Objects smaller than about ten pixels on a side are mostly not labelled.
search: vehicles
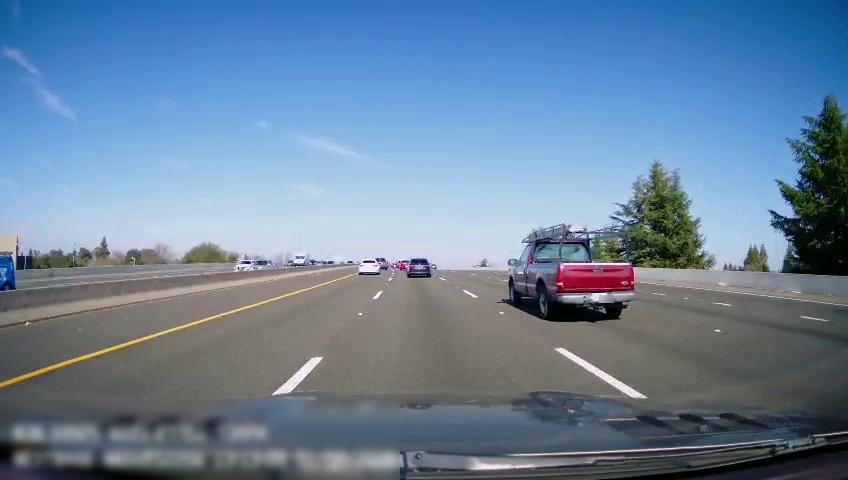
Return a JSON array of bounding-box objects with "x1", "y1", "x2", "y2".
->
[
  {"x1": 399, "y1": 260, "x2": 412, "y2": 271},
  {"x1": 506, "y1": 222, "x2": 636, "y2": 320},
  {"x1": 358, "y1": 258, "x2": 381, "y2": 275},
  {"x1": 248, "y1": 260, "x2": 274, "y2": 271},
  {"x1": 0, "y1": 251, "x2": 17, "y2": 292},
  {"x1": 375, "y1": 257, "x2": 388, "y2": 270},
  {"x1": 231, "y1": 259, "x2": 258, "y2": 273},
  {"x1": 291, "y1": 253, "x2": 311, "y2": 266},
  {"x1": 406, "y1": 258, "x2": 432, "y2": 278}
]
